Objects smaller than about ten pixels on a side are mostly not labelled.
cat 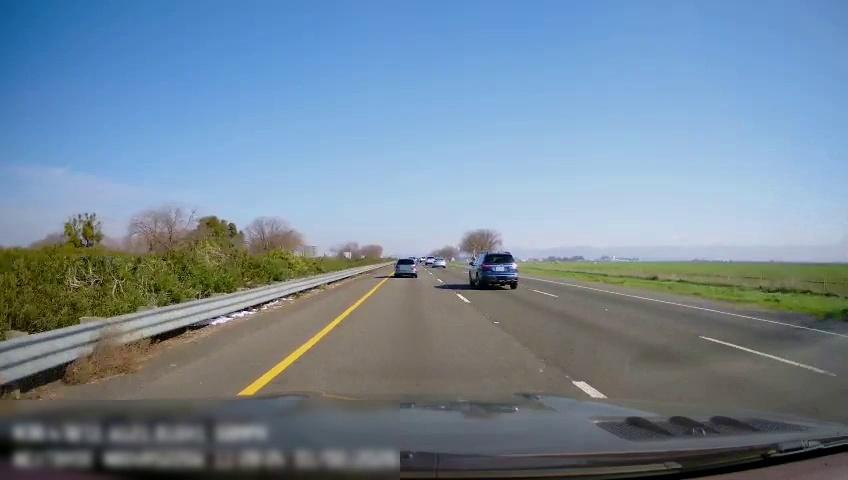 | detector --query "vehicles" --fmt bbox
[467,252,520,291]
[430,258,447,270]
[425,257,435,266]
[393,257,419,279]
